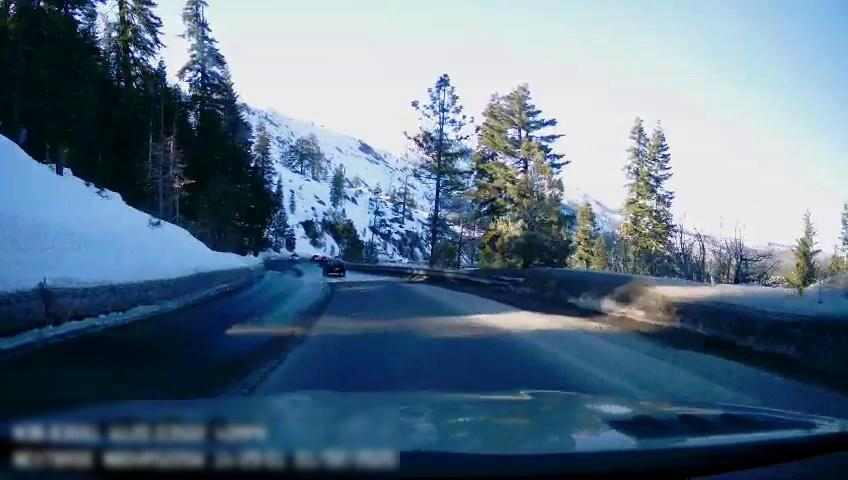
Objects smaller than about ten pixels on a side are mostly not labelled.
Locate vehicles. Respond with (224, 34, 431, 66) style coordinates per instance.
(319, 257, 345, 277)
(287, 254, 301, 265)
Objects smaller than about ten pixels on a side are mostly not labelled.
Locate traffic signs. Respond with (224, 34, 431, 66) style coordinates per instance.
(482, 231, 507, 258)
